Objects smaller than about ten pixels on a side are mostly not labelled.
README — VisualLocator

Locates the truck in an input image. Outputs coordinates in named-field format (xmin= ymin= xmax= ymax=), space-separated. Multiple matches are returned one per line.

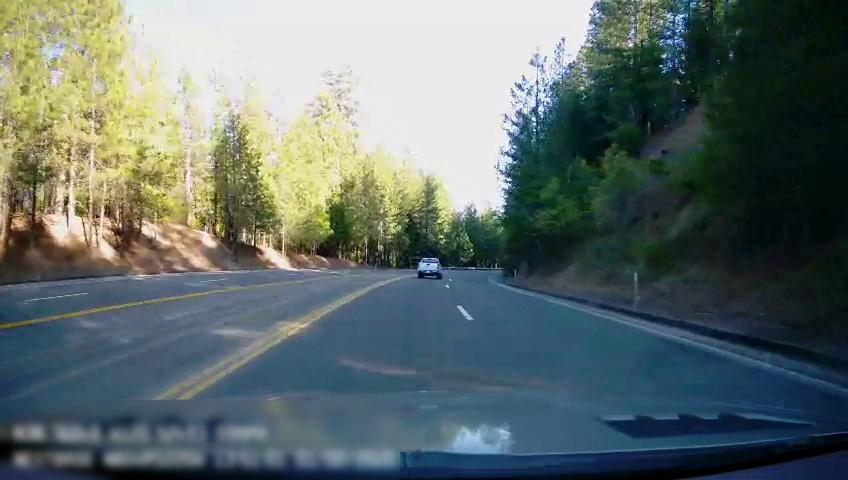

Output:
xmin=417 ymin=257 xmax=444 ymax=280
